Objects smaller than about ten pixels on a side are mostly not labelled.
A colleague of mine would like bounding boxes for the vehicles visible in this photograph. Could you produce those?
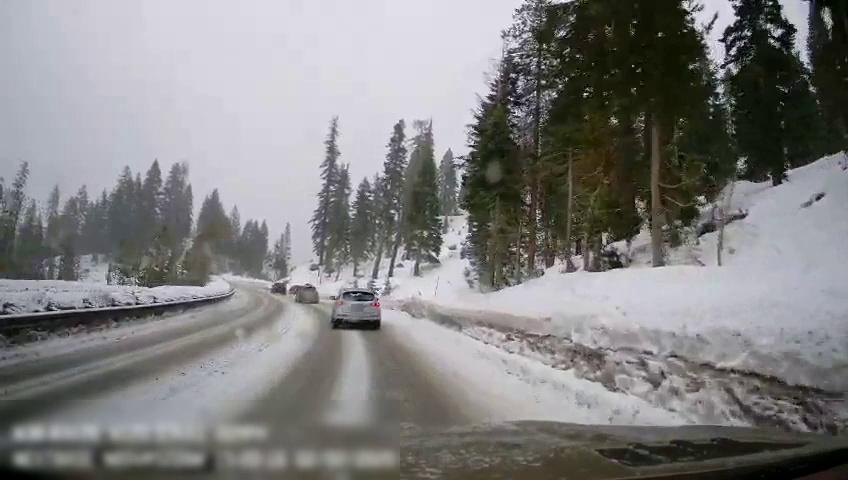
[288,284,301,295]
[294,286,321,305]
[329,286,383,331]
[270,282,287,295]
